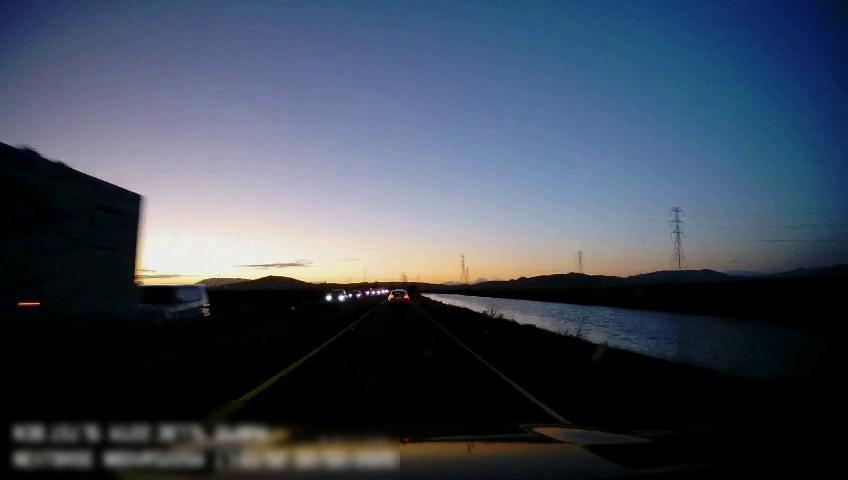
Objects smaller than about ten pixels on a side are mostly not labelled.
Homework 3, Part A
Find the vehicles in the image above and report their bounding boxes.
[324,289,347,304]
[388,289,409,306]
[0,141,145,374]
[119,284,209,341]
[349,290,363,301]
